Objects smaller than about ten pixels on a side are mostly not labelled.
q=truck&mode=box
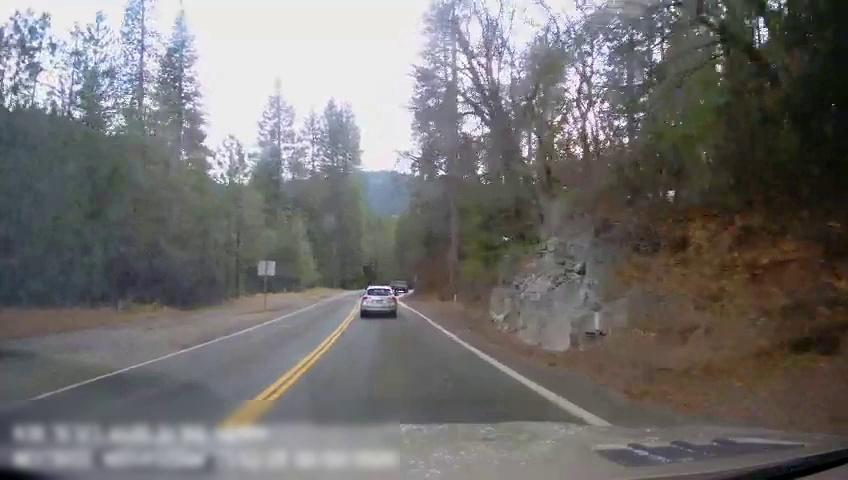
[393,280,409,293]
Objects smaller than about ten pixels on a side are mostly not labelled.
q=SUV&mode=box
[358,285,398,318]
